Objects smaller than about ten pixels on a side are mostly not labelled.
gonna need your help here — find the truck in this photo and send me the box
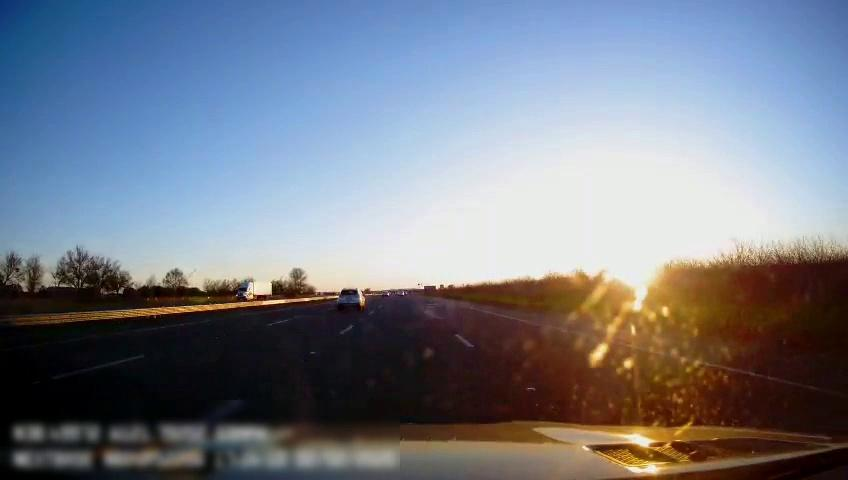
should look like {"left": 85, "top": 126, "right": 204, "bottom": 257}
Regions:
{"left": 236, "top": 281, "right": 273, "bottom": 302}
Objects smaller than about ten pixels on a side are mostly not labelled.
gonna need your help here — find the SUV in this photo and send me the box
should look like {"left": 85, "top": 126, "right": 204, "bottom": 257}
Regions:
{"left": 337, "top": 288, "right": 366, "bottom": 312}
